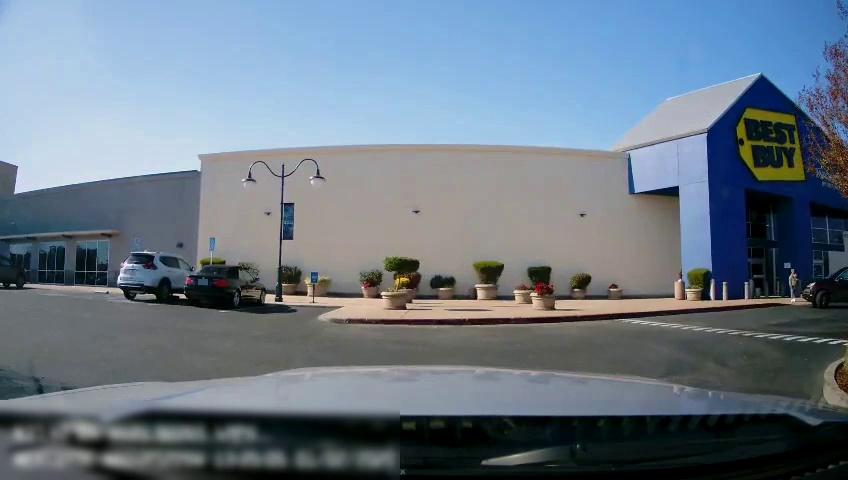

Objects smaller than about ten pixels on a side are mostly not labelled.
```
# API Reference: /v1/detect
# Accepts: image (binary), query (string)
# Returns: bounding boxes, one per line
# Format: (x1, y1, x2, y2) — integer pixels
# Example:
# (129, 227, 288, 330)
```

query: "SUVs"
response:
(116, 252, 198, 302)
(802, 266, 848, 309)
(0, 254, 33, 289)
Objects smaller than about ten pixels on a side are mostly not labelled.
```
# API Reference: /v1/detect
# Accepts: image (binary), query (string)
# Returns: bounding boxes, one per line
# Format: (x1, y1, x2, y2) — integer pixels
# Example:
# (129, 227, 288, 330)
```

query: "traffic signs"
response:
(310, 272, 319, 284)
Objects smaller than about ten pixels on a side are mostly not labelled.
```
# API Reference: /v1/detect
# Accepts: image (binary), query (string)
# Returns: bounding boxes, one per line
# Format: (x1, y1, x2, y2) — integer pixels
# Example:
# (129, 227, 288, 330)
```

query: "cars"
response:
(184, 263, 266, 309)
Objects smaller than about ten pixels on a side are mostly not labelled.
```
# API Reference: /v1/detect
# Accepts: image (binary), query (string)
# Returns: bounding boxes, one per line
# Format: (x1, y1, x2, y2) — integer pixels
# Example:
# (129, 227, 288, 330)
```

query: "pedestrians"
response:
(788, 268, 800, 302)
